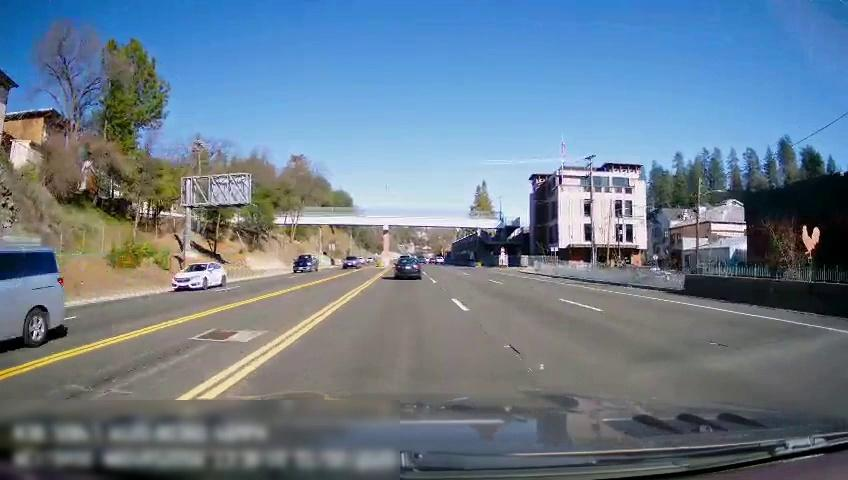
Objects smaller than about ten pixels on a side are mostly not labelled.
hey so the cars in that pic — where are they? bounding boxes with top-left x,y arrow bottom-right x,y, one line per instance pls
395,256 -> 423,280
171,262 -> 229,292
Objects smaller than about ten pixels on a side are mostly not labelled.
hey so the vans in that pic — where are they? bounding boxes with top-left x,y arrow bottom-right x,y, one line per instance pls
0,243 -> 67,348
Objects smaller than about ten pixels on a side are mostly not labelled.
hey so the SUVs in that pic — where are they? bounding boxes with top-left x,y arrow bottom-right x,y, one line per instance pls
342,256 -> 361,269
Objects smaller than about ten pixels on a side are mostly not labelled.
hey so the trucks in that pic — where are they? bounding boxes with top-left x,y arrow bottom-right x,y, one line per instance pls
292,255 -> 320,274
433,254 -> 445,264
